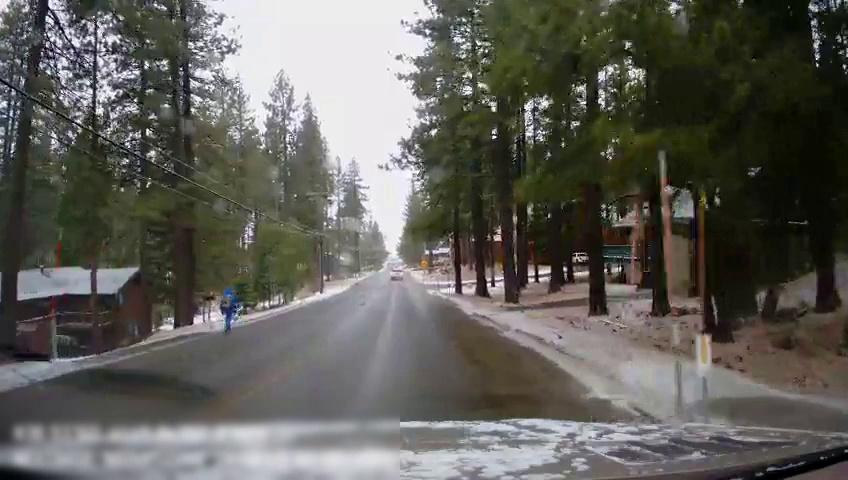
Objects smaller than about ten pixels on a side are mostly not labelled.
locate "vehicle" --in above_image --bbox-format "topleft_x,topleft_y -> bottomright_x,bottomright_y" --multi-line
389,266 -> 404,280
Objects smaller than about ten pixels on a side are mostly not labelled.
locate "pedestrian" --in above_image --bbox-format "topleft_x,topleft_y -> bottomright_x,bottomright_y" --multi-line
222,287 -> 242,335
